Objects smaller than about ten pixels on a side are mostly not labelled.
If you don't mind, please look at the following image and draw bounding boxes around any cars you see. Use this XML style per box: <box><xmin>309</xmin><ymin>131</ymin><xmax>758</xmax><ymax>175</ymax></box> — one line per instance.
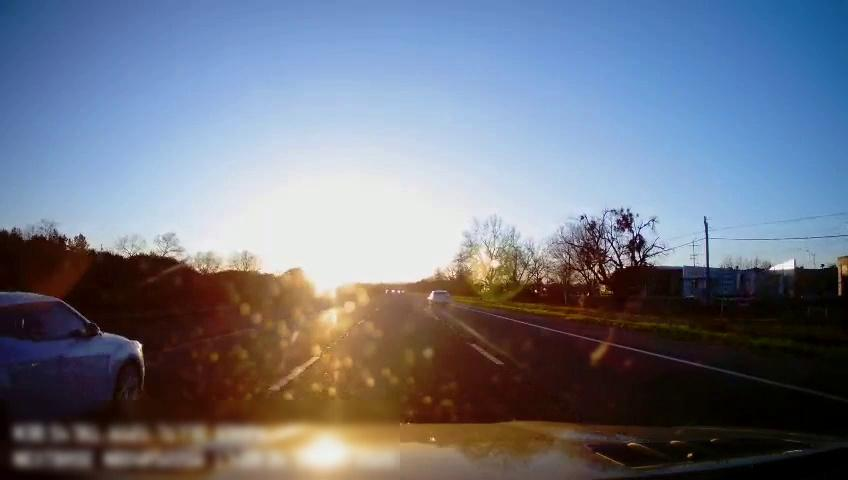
<box><xmin>0</xmin><ymin>292</ymin><xmax>146</xmax><ymax>443</ymax></box>
<box><xmin>428</xmin><ymin>290</ymin><xmax>449</xmax><ymax>306</ymax></box>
